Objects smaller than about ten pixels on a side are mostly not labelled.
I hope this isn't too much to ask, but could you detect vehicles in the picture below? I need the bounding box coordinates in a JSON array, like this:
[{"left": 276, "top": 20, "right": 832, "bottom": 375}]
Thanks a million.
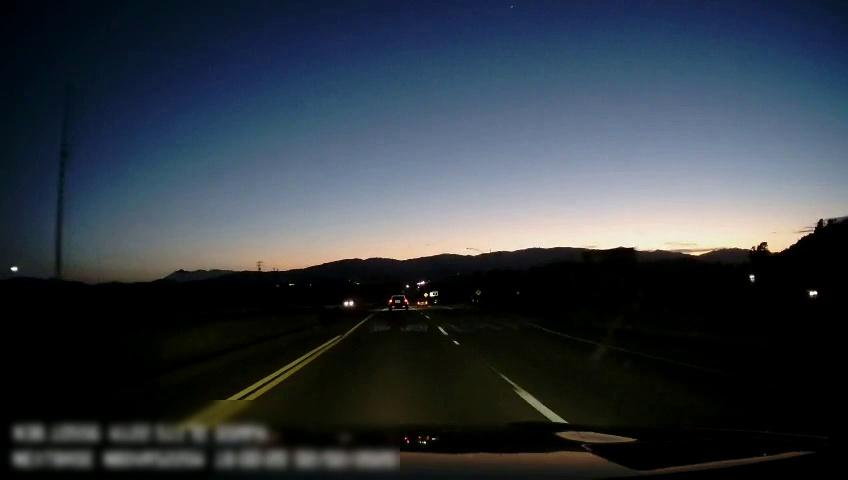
[
  {"left": 389, "top": 296, "right": 409, "bottom": 311},
  {"left": 342, "top": 298, "right": 355, "bottom": 309},
  {"left": 416, "top": 298, "right": 429, "bottom": 308}
]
